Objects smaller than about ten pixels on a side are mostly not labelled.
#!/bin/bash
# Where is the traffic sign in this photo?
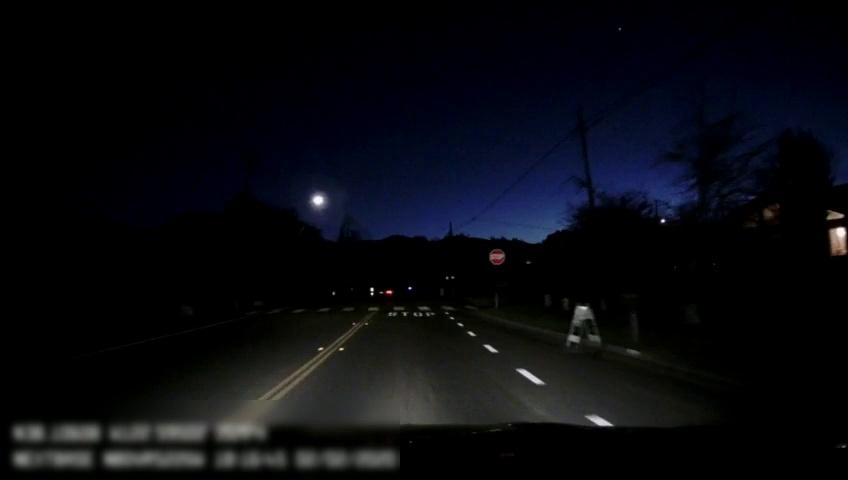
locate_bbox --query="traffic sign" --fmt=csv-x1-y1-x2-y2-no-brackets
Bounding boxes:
488,248,506,266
